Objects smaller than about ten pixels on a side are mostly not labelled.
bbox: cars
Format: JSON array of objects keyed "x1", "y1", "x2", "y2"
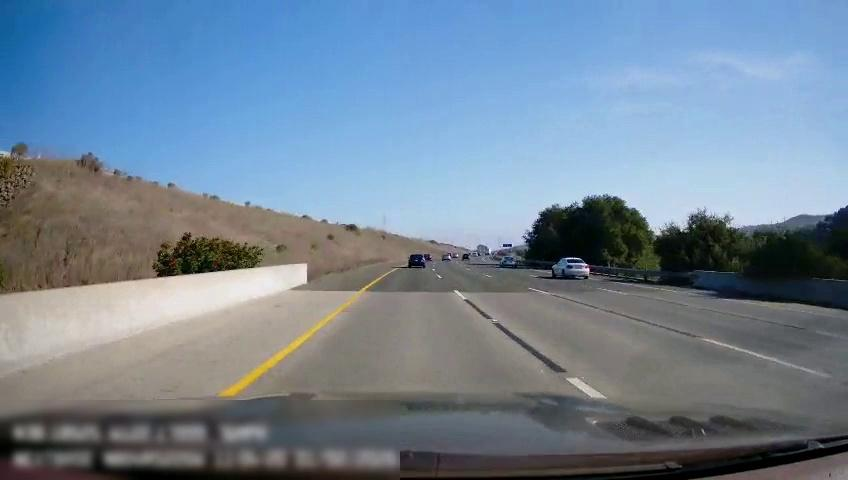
[
  {"x1": 499, "y1": 256, "x2": 519, "y2": 268},
  {"x1": 440, "y1": 252, "x2": 452, "y2": 262},
  {"x1": 408, "y1": 254, "x2": 426, "y2": 268},
  {"x1": 551, "y1": 257, "x2": 590, "y2": 280}
]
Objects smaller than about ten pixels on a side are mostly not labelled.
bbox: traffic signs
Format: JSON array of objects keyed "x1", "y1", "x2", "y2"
[{"x1": 502, "y1": 243, "x2": 513, "y2": 247}]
